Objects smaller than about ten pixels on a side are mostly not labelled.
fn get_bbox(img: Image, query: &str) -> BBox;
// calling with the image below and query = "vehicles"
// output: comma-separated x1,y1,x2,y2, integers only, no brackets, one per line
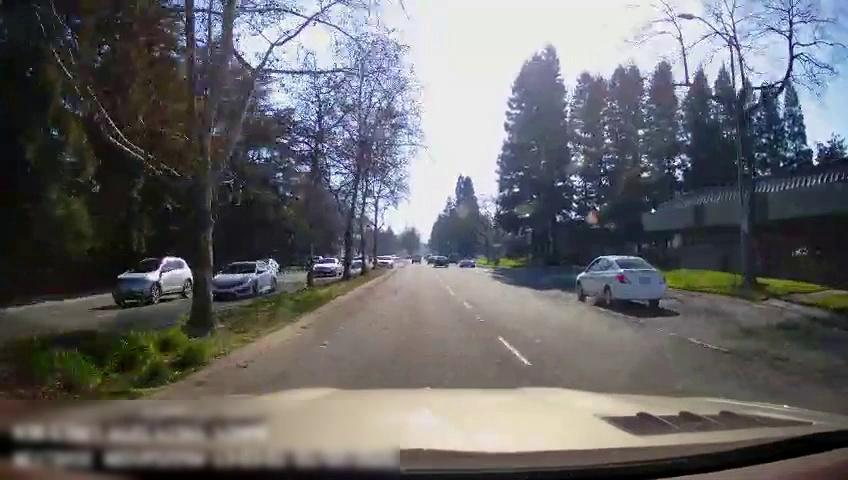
459,256,476,268
352,256,363,269
411,255,421,264
110,255,194,306
212,259,279,300
376,254,395,267
432,255,449,269
312,257,344,278
575,254,669,311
